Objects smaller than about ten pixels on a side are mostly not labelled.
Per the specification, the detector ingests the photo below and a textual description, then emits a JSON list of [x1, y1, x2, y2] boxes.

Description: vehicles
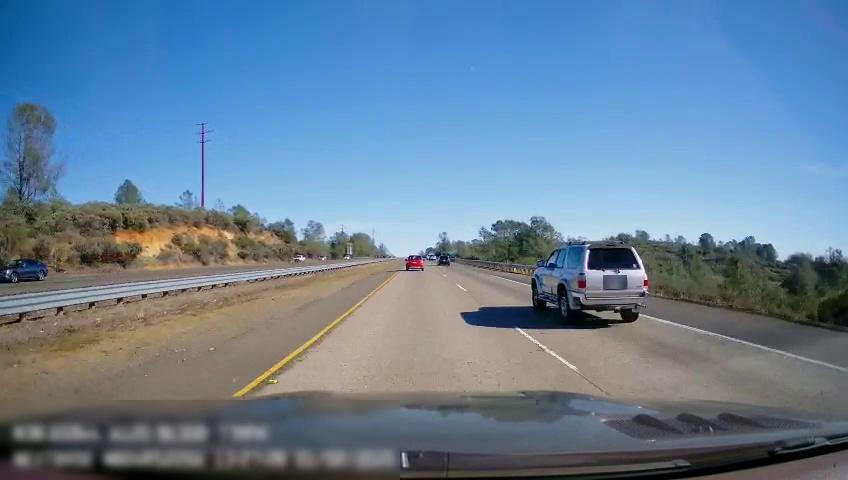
[[529, 245, 650, 325], [0, 258, 48, 284], [293, 255, 306, 264], [437, 254, 450, 266], [404, 253, 425, 272]]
